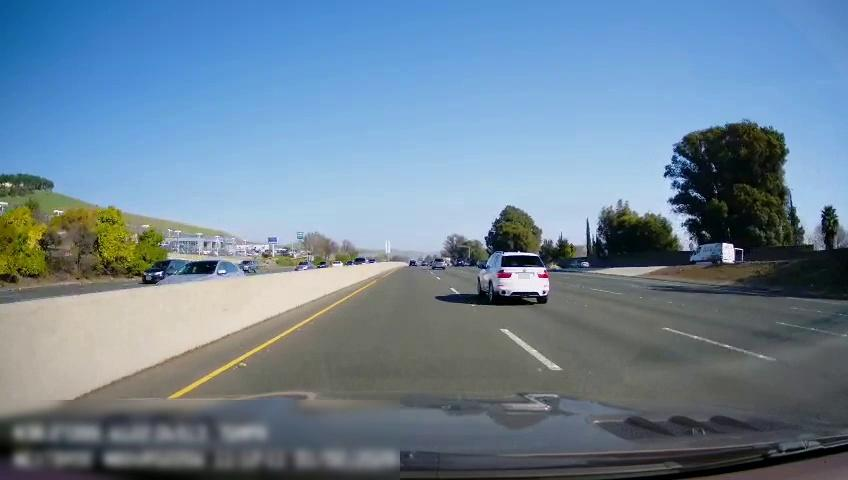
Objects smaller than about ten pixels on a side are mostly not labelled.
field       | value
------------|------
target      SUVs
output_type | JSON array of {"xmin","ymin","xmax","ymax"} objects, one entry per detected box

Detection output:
[
  {"xmin": 476, "ymin": 252, "xmax": 549, "ymax": 305},
  {"xmin": 353, "ymin": 257, "xmax": 368, "ymax": 265},
  {"xmin": 431, "ymin": 258, "xmax": 447, "ymax": 269}
]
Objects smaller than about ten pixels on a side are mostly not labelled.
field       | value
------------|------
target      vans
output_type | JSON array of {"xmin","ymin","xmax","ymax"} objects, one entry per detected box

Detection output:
[{"xmin": 688, "ymin": 242, "xmax": 735, "ymax": 265}]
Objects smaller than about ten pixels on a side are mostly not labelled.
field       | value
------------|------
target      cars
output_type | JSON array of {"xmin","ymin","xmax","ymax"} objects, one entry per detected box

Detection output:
[
  {"xmin": 239, "ymin": 260, "xmax": 257, "ymax": 274},
  {"xmin": 331, "ymin": 260, "xmax": 344, "ymax": 266},
  {"xmin": 141, "ymin": 260, "xmax": 187, "ymax": 284},
  {"xmin": 152, "ymin": 260, "xmax": 245, "ymax": 287},
  {"xmin": 292, "ymin": 261, "xmax": 316, "ymax": 272},
  {"xmin": 573, "ymin": 259, "xmax": 590, "ymax": 268},
  {"xmin": 317, "ymin": 261, "xmax": 329, "ymax": 268}
]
